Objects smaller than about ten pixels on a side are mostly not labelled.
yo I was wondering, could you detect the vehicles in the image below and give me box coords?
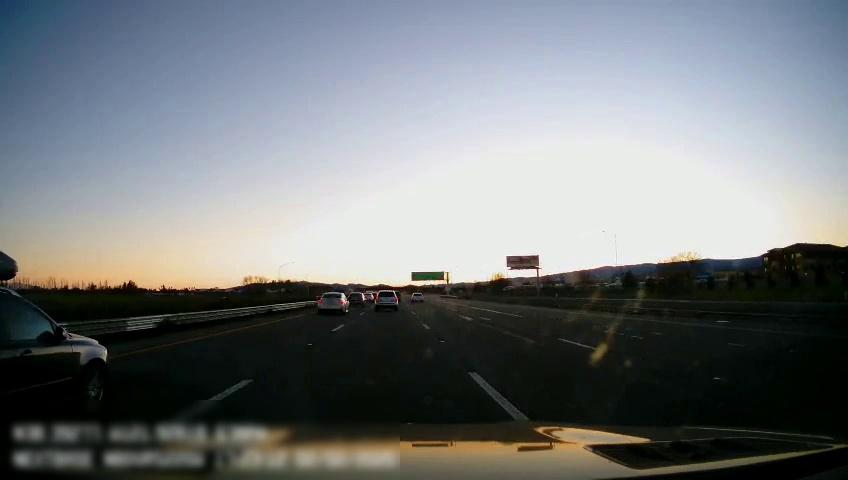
[316,292,351,316]
[348,293,367,308]
[0,291,110,457]
[411,292,425,303]
[395,290,401,303]
[363,292,375,303]
[374,290,399,313]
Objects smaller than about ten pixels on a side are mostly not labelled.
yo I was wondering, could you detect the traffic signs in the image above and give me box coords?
[411,271,445,281]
